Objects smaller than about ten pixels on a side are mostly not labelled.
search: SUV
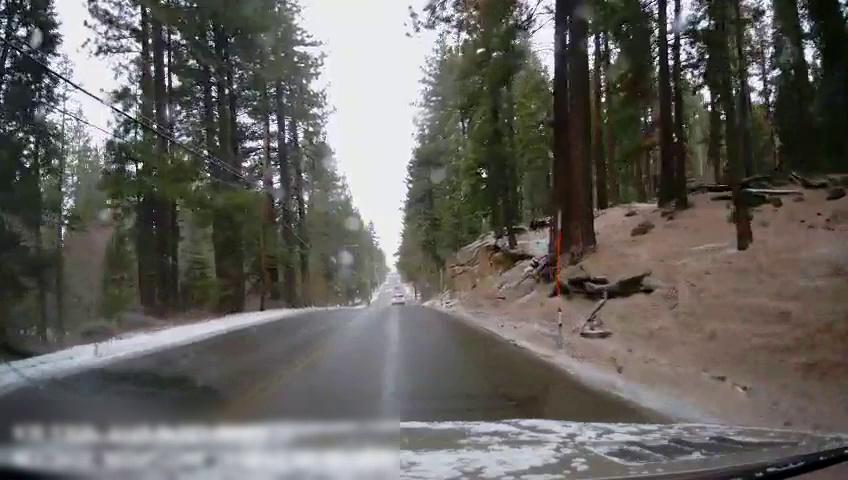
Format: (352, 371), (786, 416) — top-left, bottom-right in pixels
(391, 292), (407, 305)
